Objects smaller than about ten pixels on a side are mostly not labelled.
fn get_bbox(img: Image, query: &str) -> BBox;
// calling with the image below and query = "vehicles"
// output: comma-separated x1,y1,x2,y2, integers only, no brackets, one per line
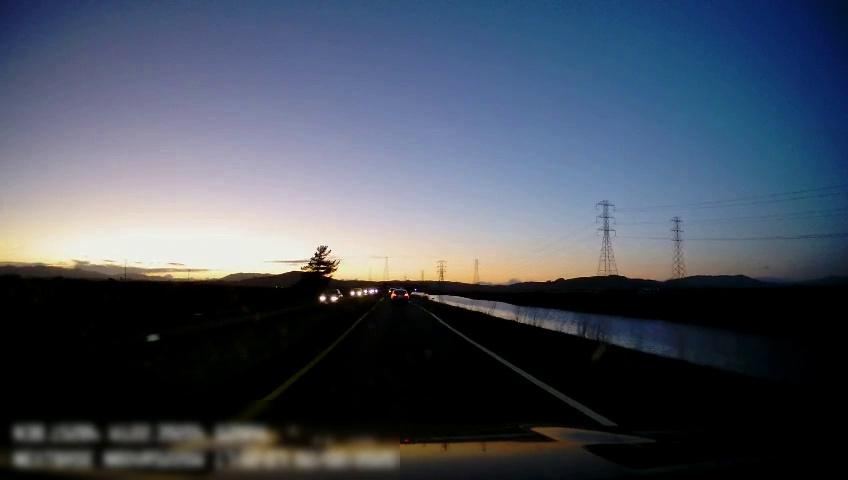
349,287,364,298
391,289,409,303
318,288,344,306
